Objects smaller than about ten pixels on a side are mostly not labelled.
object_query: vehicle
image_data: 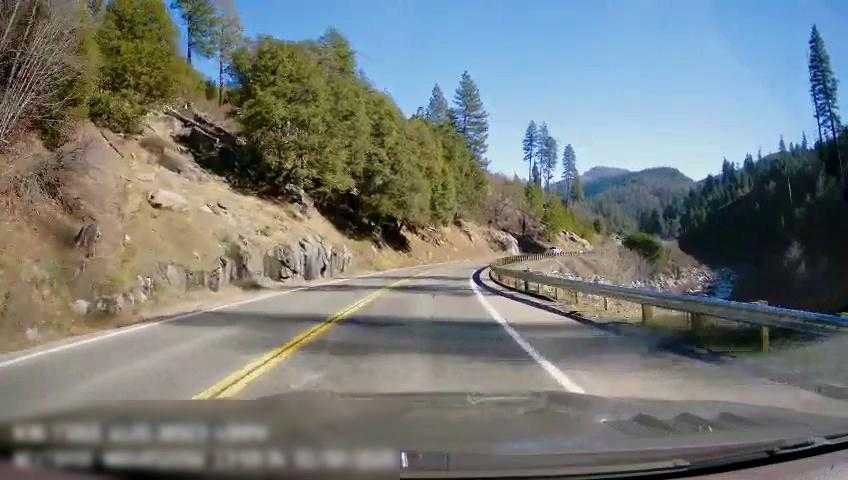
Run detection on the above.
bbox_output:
[548,246,562,256]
